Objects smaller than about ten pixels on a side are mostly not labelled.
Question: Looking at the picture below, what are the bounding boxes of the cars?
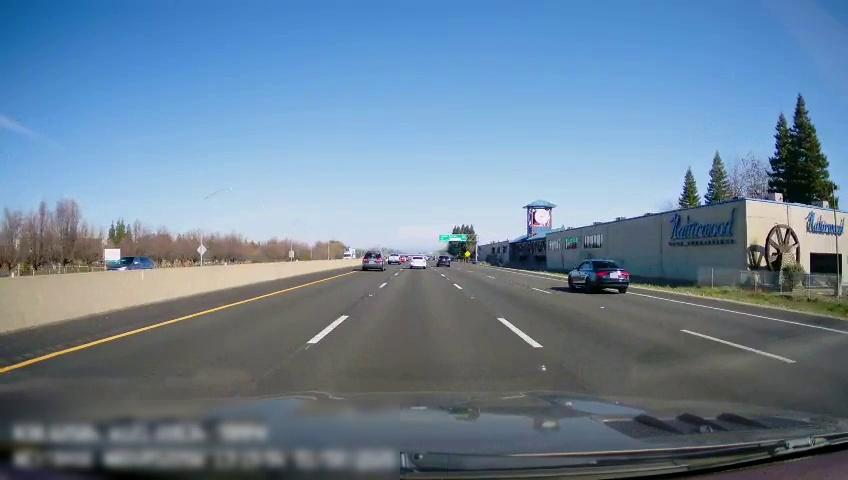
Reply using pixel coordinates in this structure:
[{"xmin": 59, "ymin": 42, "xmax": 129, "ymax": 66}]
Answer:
[
  {"xmin": 410, "ymin": 257, "xmax": 427, "ymax": 270},
  {"xmin": 567, "ymin": 258, "xmax": 631, "ymax": 294}
]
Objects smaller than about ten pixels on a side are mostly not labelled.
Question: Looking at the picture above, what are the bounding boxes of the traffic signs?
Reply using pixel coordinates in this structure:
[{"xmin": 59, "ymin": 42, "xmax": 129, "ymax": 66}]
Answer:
[
  {"xmin": 195, "ymin": 244, "xmax": 207, "ymax": 256},
  {"xmin": 103, "ymin": 248, "xmax": 121, "ymax": 261}
]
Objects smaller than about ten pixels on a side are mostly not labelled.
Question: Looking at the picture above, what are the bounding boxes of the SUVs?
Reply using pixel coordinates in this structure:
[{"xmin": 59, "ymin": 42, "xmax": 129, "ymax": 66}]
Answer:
[
  {"xmin": 362, "ymin": 251, "xmax": 386, "ymax": 272},
  {"xmin": 436, "ymin": 255, "xmax": 451, "ymax": 267},
  {"xmin": 107, "ymin": 256, "xmax": 155, "ymax": 271}
]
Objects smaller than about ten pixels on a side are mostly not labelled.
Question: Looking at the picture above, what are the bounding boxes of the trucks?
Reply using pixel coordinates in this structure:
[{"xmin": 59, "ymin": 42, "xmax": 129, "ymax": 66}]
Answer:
[
  {"xmin": 387, "ymin": 252, "xmax": 401, "ymax": 265},
  {"xmin": 343, "ymin": 249, "xmax": 356, "ymax": 260}
]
